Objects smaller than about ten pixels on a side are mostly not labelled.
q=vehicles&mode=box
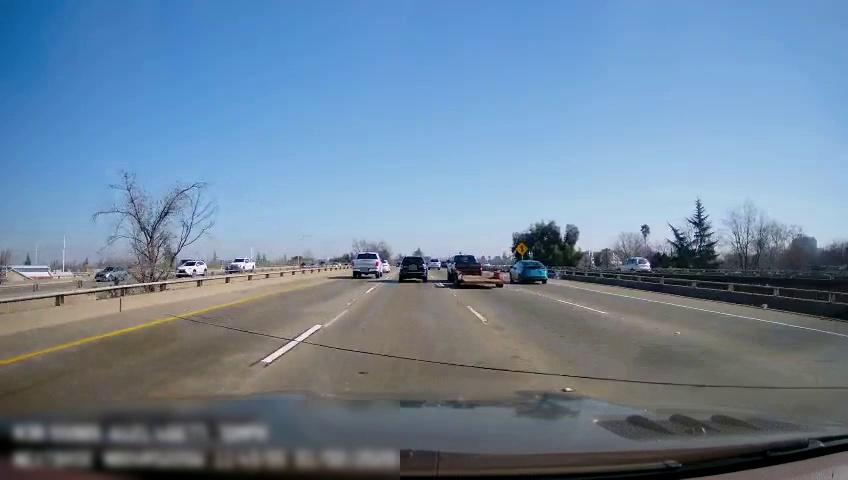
[398,256,429,283]
[427,258,442,271]
[228,257,256,275]
[621,256,651,272]
[453,268,504,289]
[352,251,384,279]
[446,254,483,282]
[375,259,391,273]
[508,260,548,285]
[175,259,206,279]
[94,266,129,282]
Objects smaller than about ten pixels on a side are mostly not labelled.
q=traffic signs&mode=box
[515,242,529,257]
